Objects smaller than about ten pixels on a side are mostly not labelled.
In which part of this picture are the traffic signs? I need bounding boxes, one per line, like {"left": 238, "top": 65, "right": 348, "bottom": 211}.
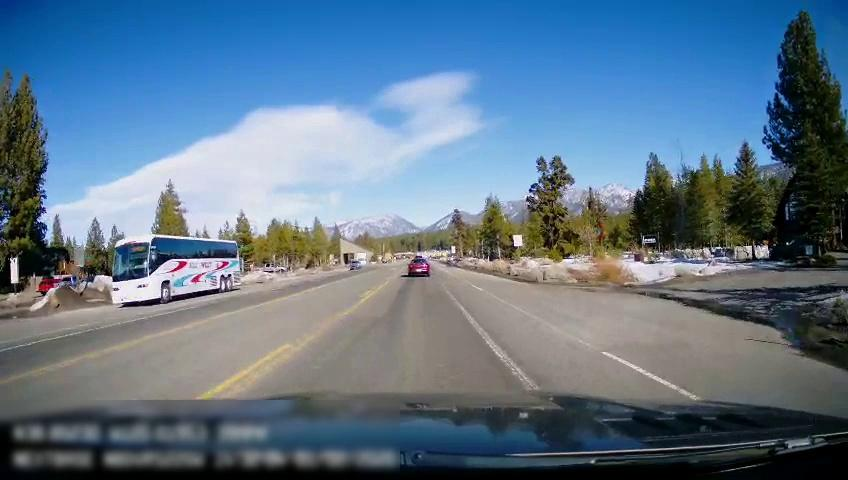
{"left": 513, "top": 235, "right": 523, "bottom": 247}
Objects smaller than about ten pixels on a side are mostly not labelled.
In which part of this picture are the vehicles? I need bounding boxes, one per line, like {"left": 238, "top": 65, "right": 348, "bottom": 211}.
{"left": 35, "top": 279, "right": 62, "bottom": 296}
{"left": 57, "top": 276, "right": 85, "bottom": 292}
{"left": 348, "top": 260, "right": 361, "bottom": 271}
{"left": 408, "top": 258, "right": 431, "bottom": 277}
{"left": 112, "top": 233, "right": 241, "bottom": 308}
{"left": 255, "top": 262, "right": 287, "bottom": 274}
